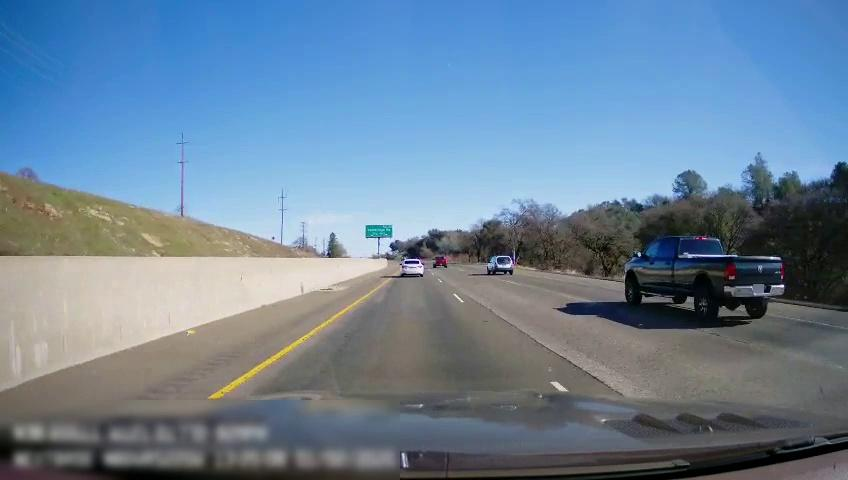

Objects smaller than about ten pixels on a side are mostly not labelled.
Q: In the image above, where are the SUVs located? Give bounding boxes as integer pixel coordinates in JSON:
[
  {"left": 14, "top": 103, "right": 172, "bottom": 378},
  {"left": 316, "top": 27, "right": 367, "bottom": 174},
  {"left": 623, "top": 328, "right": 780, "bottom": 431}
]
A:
[{"left": 486, "top": 256, "right": 514, "bottom": 274}]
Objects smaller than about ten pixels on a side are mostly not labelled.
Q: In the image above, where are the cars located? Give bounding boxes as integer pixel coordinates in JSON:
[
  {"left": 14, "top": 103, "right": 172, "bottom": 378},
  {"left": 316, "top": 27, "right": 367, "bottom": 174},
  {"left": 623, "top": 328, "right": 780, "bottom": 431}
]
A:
[{"left": 399, "top": 258, "right": 424, "bottom": 277}]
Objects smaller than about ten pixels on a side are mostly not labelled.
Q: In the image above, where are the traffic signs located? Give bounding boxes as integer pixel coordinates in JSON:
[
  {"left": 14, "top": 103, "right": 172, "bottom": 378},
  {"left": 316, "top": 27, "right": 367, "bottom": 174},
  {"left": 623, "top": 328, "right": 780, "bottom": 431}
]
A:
[{"left": 364, "top": 224, "right": 393, "bottom": 238}]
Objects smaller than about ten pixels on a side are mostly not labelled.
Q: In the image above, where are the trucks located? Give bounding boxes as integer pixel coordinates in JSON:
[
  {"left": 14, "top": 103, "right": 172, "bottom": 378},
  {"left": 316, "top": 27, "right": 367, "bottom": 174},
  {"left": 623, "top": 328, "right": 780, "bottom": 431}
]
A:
[
  {"left": 624, "top": 236, "right": 785, "bottom": 325},
  {"left": 432, "top": 256, "right": 448, "bottom": 268}
]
